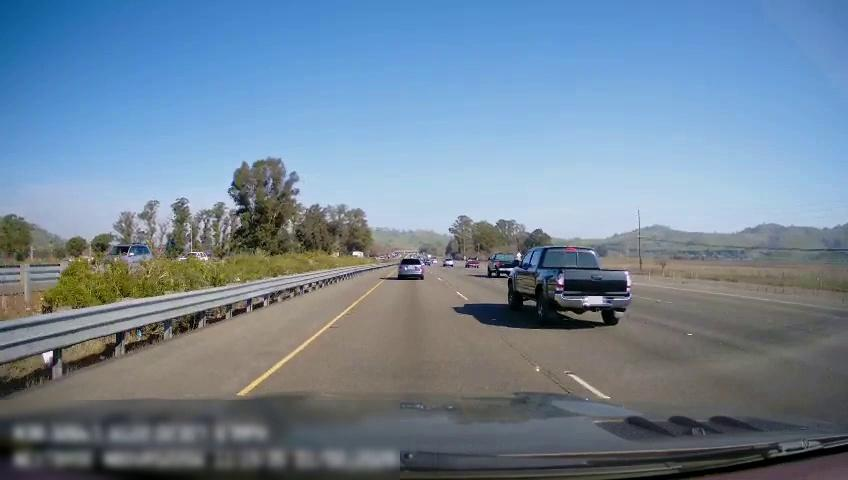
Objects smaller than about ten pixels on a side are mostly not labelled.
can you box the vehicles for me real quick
[397,258,424,281]
[465,257,480,269]
[352,250,365,259]
[442,258,454,268]
[507,245,633,327]
[175,251,209,262]
[487,252,523,279]
[99,243,153,267]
